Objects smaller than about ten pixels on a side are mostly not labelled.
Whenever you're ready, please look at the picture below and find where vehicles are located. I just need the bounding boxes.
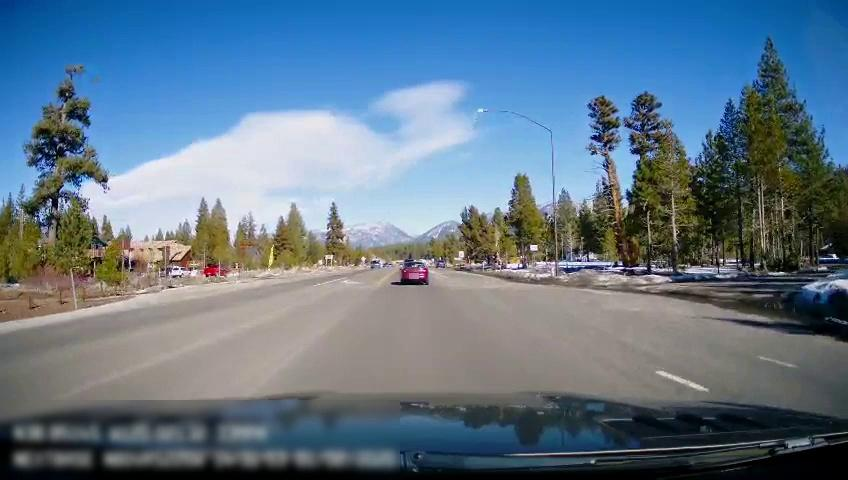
[369,260,381,271]
[400,262,431,286]
[161,268,173,278]
[168,266,194,278]
[403,259,415,267]
[435,260,447,270]
[201,262,226,277]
